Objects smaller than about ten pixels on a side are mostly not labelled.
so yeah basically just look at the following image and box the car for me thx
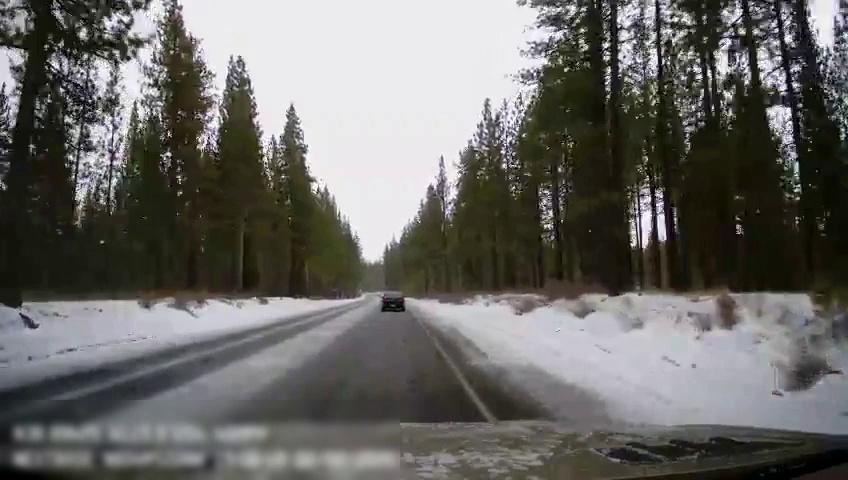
[380,290,405,312]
